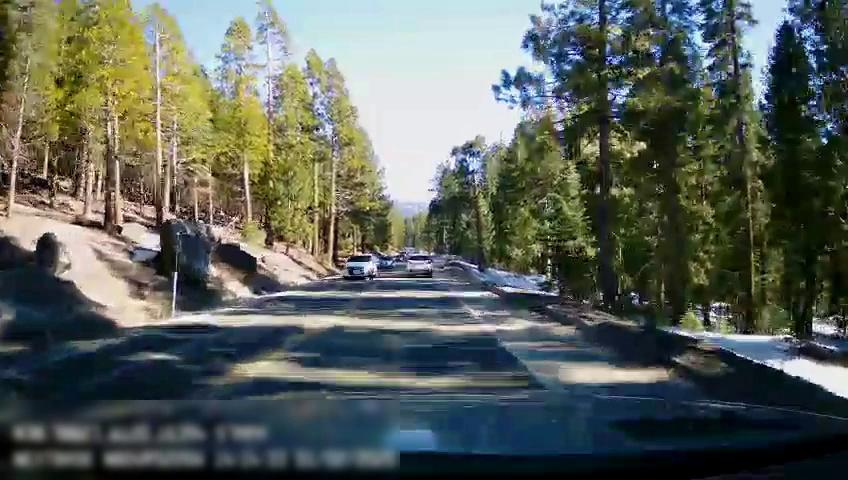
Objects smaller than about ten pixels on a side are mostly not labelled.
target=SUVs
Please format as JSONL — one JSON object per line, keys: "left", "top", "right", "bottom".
{"left": 407, "top": 255, "right": 433, "bottom": 279}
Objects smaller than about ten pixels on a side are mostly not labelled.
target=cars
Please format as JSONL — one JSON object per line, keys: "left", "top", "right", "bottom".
{"left": 375, "top": 256, "right": 395, "bottom": 271}
{"left": 342, "top": 254, "right": 378, "bottom": 281}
